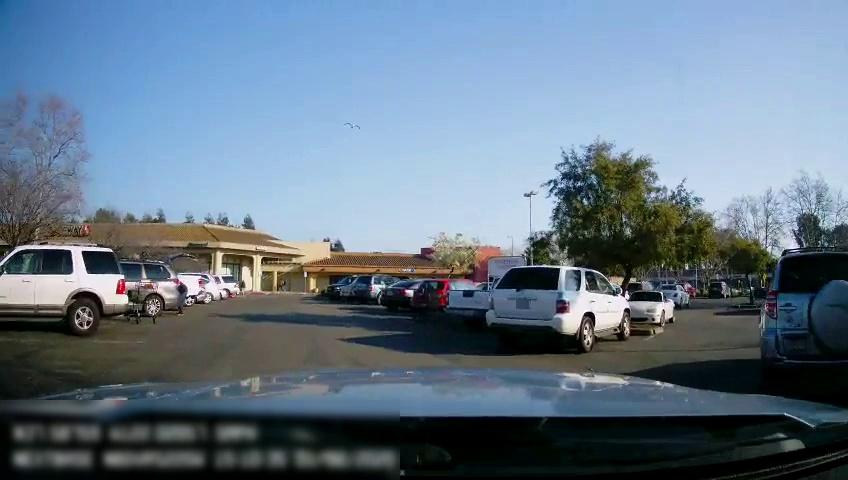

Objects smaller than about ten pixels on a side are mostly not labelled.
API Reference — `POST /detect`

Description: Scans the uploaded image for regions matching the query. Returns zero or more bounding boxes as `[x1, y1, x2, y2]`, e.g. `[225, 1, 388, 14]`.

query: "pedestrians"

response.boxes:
[175, 278, 187, 315]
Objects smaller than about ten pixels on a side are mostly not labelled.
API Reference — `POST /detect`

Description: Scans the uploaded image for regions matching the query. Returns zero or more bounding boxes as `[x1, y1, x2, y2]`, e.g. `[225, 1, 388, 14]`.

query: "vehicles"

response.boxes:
[448, 276, 504, 318]
[626, 282, 657, 297]
[218, 286, 227, 300]
[117, 254, 193, 318]
[340, 281, 356, 298]
[326, 276, 361, 298]
[655, 284, 689, 310]
[621, 288, 630, 300]
[676, 282, 696, 299]
[414, 279, 478, 314]
[184, 287, 207, 307]
[709, 281, 732, 298]
[202, 278, 216, 304]
[753, 247, 848, 391]
[174, 275, 203, 298]
[485, 266, 631, 353]
[626, 291, 675, 328]
[178, 273, 220, 300]
[382, 280, 424, 311]
[208, 274, 239, 298]
[352, 276, 399, 305]
[0, 241, 128, 336]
